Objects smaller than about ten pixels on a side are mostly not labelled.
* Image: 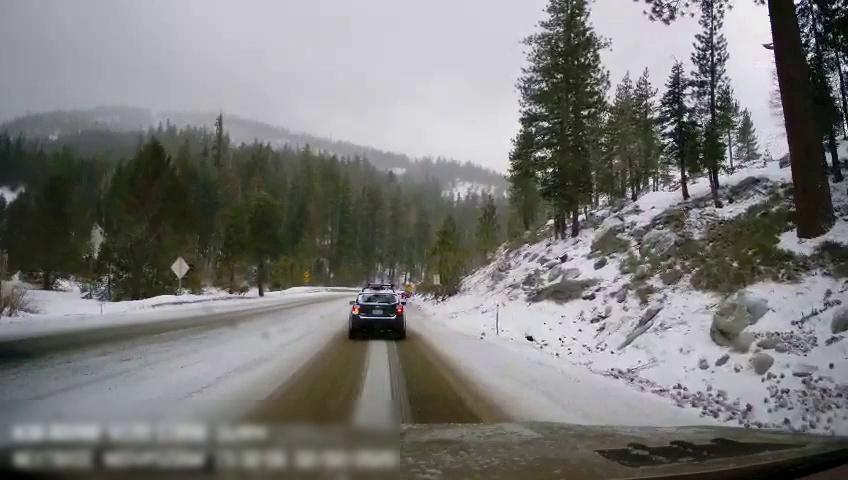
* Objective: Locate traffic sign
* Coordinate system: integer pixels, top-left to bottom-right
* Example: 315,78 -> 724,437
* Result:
170,256 -> 190,280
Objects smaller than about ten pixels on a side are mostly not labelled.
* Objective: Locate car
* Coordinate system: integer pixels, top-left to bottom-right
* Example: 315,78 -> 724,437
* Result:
348,282 -> 407,341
